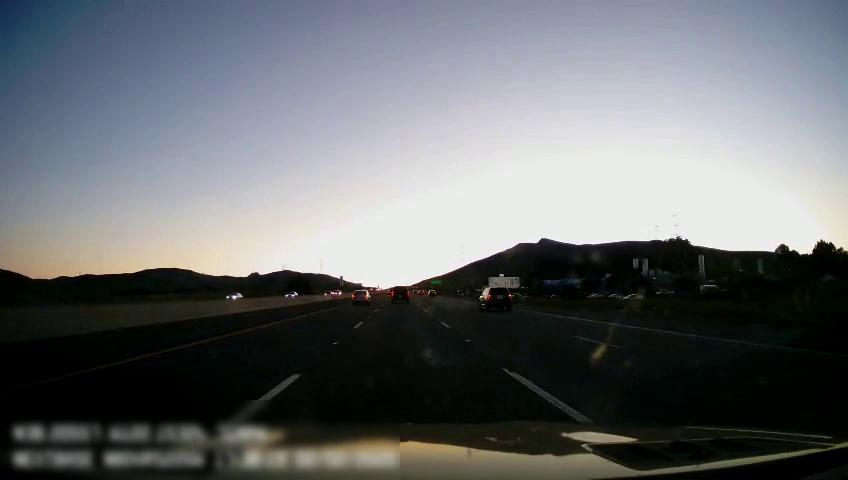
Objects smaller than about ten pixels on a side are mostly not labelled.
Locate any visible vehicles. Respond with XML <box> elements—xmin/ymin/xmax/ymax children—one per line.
<box><xmin>587</xmin><ymin>293</ymin><xmax>604</xmax><ymax>299</ymax></box>
<box><xmin>478</xmin><ymin>287</ymin><xmax>512</xmax><ymax>312</ymax></box>
<box><xmin>226</xmin><ymin>292</ymin><xmax>243</xmax><ymax>300</ymax></box>
<box><xmin>700</xmin><ymin>285</ymin><xmax>722</xmax><ymax>296</ymax></box>
<box><xmin>655</xmin><ymin>289</ymin><xmax>675</xmax><ymax>296</ymax></box>
<box><xmin>391</xmin><ymin>286</ymin><xmax>410</xmax><ymax>304</ymax></box>
<box><xmin>352</xmin><ymin>290</ymin><xmax>372</xmax><ymax>306</ymax></box>
<box><xmin>623</xmin><ymin>294</ymin><xmax>644</xmax><ymax>300</ymax></box>
<box><xmin>285</xmin><ymin>291</ymin><xmax>299</xmax><ymax>298</ymax></box>
<box><xmin>607</xmin><ymin>294</ymin><xmax>622</xmax><ymax>299</ymax></box>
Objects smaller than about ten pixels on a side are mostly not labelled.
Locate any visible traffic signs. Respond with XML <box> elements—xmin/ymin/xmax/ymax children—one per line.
<box><xmin>431</xmin><ymin>280</ymin><xmax>442</xmax><ymax>285</ymax></box>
